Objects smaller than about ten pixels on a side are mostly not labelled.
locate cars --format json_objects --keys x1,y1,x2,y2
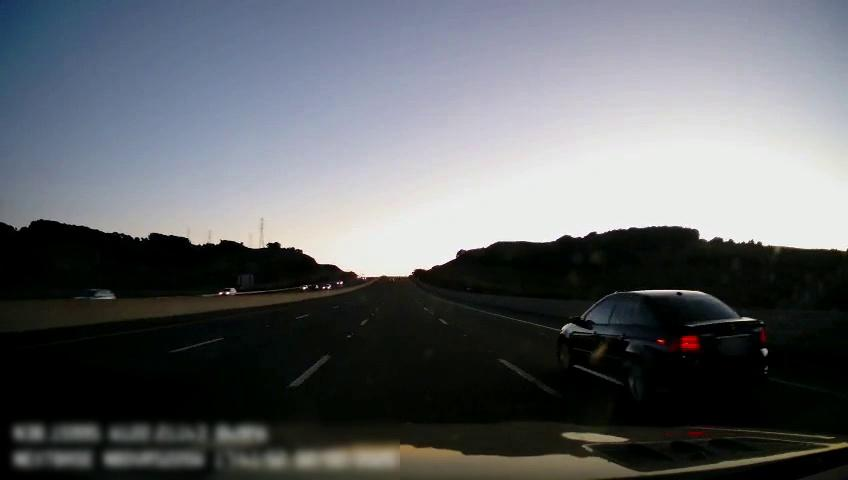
[
  {"x1": 74, "y1": 287, "x2": 115, "y2": 300},
  {"x1": 218, "y1": 287, "x2": 238, "y2": 296},
  {"x1": 556, "y1": 288, "x2": 769, "y2": 407}
]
